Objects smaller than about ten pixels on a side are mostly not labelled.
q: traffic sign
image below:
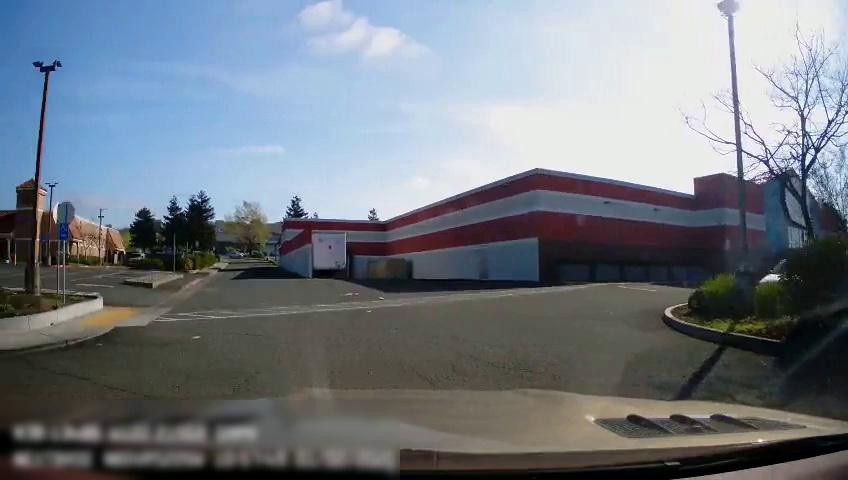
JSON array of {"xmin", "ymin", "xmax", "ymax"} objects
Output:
[{"xmin": 59, "ymin": 229, "xmax": 70, "ymax": 241}]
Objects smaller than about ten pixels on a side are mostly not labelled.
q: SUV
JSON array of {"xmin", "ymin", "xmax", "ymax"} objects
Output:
[{"xmin": 127, "ymin": 252, "xmax": 145, "ymax": 266}]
